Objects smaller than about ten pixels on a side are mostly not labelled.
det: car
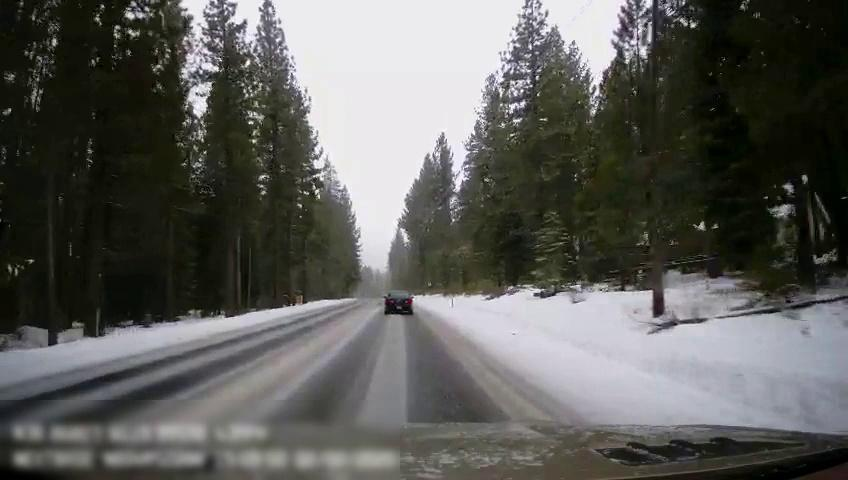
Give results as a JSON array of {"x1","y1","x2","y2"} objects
[{"x1": 383, "y1": 290, "x2": 414, "y2": 315}]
